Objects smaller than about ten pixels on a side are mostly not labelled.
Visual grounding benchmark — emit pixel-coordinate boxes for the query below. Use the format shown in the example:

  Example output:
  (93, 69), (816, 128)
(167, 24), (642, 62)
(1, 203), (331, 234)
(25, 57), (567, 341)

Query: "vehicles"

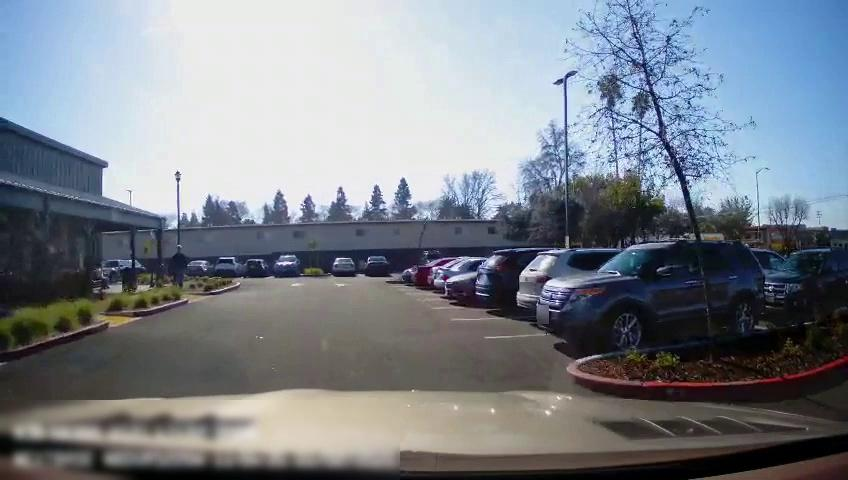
(332, 257), (356, 276)
(475, 247), (578, 308)
(214, 256), (242, 278)
(186, 259), (212, 278)
(415, 257), (459, 286)
(536, 238), (766, 351)
(103, 259), (147, 281)
(274, 255), (301, 277)
(430, 257), (469, 287)
(434, 257), (488, 290)
(364, 255), (390, 275)
(445, 270), (478, 300)
(748, 248), (786, 274)
(765, 248), (848, 308)
(245, 259), (265, 276)
(401, 266), (421, 285)
(517, 248), (622, 313)
(422, 249), (442, 265)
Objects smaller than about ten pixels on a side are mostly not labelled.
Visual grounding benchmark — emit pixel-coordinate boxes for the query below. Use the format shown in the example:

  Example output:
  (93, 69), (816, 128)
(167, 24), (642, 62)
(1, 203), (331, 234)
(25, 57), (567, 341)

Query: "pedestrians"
(168, 244), (185, 289)
(93, 262), (113, 291)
